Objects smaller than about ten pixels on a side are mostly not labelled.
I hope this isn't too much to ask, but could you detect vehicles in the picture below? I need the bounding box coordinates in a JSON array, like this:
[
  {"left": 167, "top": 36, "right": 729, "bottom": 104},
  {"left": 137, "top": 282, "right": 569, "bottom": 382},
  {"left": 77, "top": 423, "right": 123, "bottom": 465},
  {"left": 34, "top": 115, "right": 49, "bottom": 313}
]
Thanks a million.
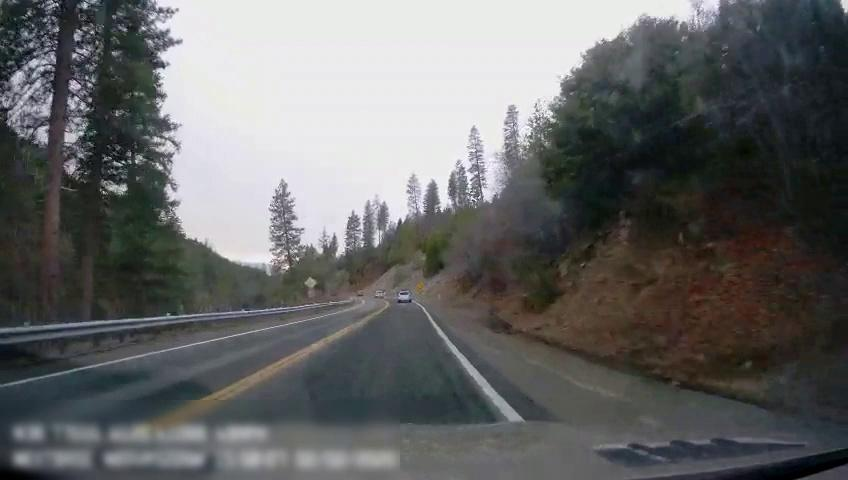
[
  {"left": 397, "top": 290, "right": 412, "bottom": 303},
  {"left": 374, "top": 289, "right": 384, "bottom": 298}
]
